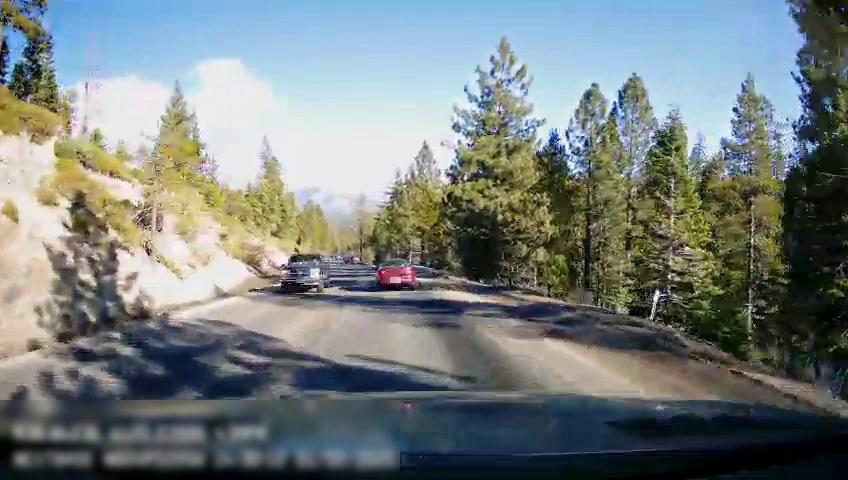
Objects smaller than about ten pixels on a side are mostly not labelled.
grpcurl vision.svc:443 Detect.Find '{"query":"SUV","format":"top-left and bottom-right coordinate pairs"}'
top-left (279, 253), bottom-right (331, 294)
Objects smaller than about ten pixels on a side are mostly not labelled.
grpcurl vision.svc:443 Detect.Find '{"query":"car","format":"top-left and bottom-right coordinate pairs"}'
top-left (375, 258), bottom-right (416, 292)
